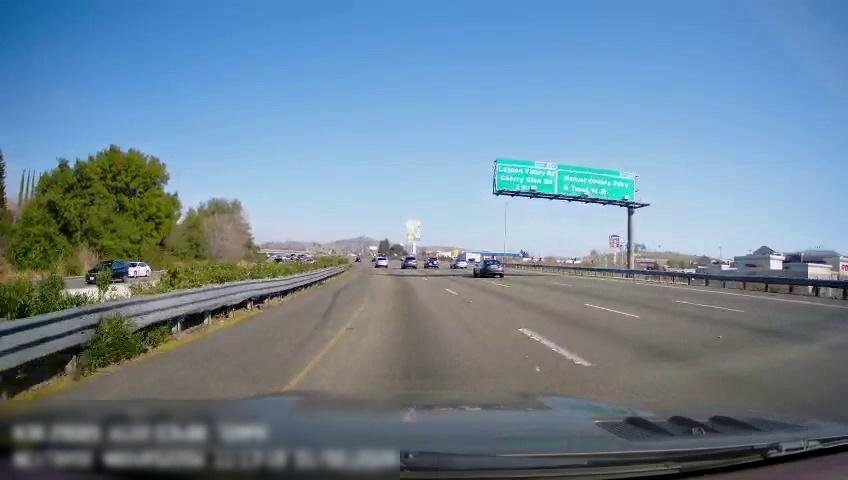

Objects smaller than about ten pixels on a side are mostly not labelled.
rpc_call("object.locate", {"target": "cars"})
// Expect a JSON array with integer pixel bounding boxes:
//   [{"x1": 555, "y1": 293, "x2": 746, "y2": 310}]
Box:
[
  {"x1": 472, "y1": 258, "x2": 505, "y2": 278},
  {"x1": 128, "y1": 261, "x2": 151, "y2": 278},
  {"x1": 374, "y1": 256, "x2": 389, "y2": 269},
  {"x1": 85, "y1": 259, "x2": 129, "y2": 285},
  {"x1": 450, "y1": 258, "x2": 468, "y2": 268}
]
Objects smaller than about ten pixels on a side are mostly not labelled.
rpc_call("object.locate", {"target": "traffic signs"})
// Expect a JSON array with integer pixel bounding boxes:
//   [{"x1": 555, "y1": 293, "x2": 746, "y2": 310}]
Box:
[
  {"x1": 558, "y1": 167, "x2": 633, "y2": 203},
  {"x1": 497, "y1": 158, "x2": 556, "y2": 194}
]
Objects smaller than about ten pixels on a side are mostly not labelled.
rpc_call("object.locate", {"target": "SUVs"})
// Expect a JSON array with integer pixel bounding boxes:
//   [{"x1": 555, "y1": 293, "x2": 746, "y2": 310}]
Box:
[
  {"x1": 423, "y1": 257, "x2": 439, "y2": 269},
  {"x1": 399, "y1": 255, "x2": 417, "y2": 269}
]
